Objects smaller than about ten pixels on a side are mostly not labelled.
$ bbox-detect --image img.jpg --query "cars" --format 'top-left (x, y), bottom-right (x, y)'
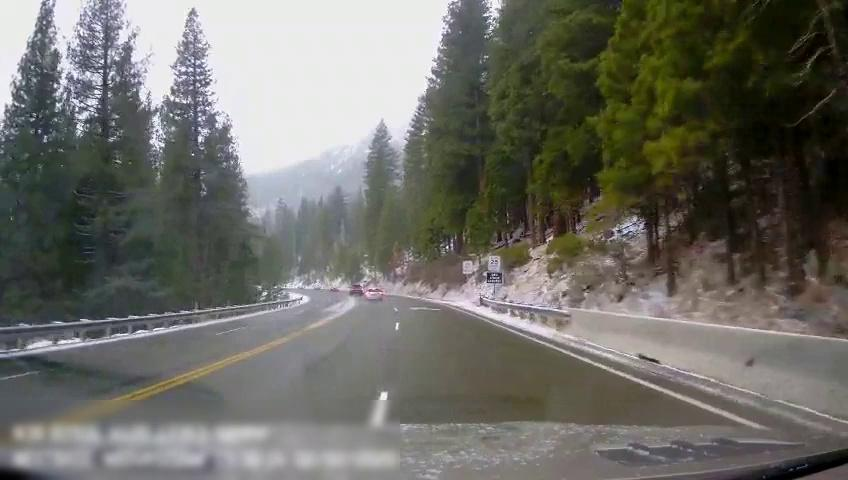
top-left (364, 287), bottom-right (383, 302)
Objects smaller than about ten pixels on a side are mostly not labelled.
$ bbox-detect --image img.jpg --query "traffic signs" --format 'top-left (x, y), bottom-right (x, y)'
top-left (462, 260), bottom-right (473, 275)
top-left (487, 254), bottom-right (502, 272)
top-left (486, 271), bottom-right (504, 284)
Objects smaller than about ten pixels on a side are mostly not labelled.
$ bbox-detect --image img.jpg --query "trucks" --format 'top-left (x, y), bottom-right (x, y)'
top-left (349, 284), bottom-right (363, 296)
